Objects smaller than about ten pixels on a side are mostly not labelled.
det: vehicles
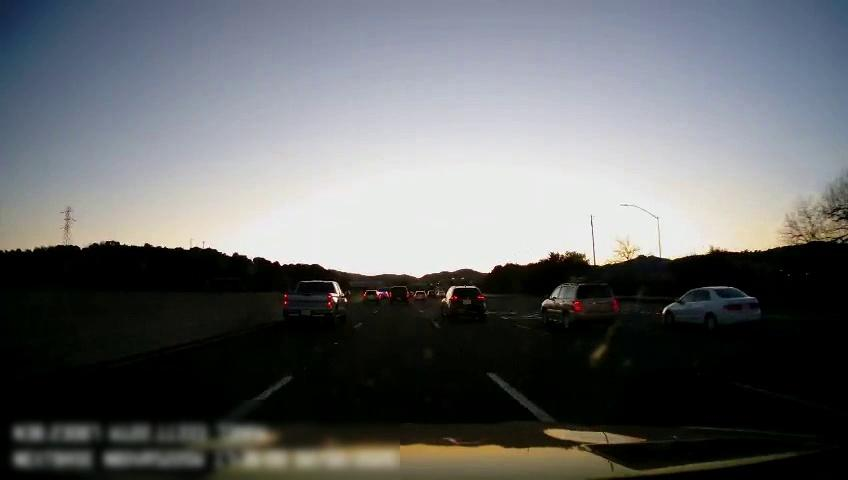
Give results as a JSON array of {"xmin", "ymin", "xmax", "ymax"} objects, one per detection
[
  {"xmin": 390, "ymin": 285, "xmax": 409, "ymax": 304},
  {"xmin": 414, "ymin": 290, "xmax": 426, "ymax": 300},
  {"xmin": 540, "ymin": 282, "xmax": 619, "ymax": 332},
  {"xmin": 440, "ymin": 285, "xmax": 488, "ymax": 318},
  {"xmin": 362, "ymin": 289, "xmax": 381, "ymax": 305},
  {"xmin": 660, "ymin": 286, "xmax": 762, "ymax": 335},
  {"xmin": 283, "ymin": 279, "xmax": 352, "ymax": 330},
  {"xmin": 380, "ymin": 290, "xmax": 389, "ymax": 299},
  {"xmin": 426, "ymin": 290, "xmax": 437, "ymax": 299}
]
